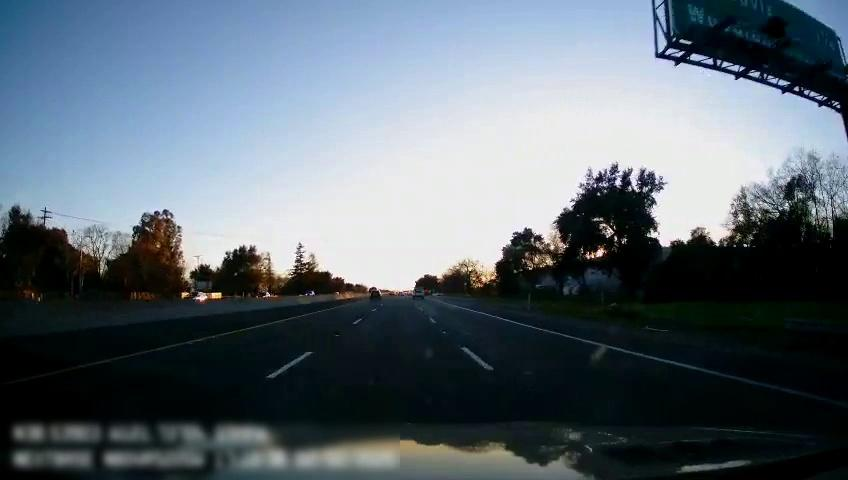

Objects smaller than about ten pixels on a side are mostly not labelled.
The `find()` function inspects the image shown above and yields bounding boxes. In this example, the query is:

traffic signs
[669,0,848,86]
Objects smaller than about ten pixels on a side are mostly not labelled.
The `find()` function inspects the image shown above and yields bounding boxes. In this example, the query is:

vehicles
[304,290,316,296]
[190,291,209,303]
[369,289,381,300]
[256,292,271,299]
[412,288,425,300]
